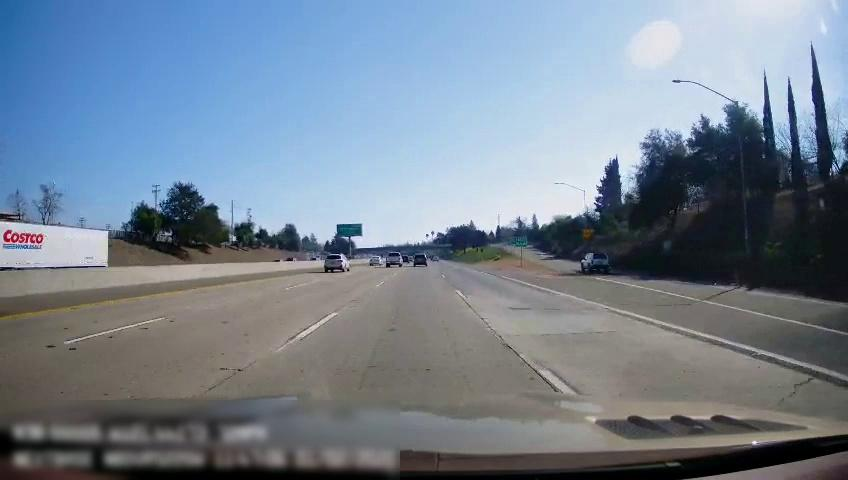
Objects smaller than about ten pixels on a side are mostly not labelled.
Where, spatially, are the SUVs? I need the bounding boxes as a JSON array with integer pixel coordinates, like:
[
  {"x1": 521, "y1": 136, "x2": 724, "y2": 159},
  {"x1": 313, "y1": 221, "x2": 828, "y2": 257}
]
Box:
[
  {"x1": 323, "y1": 253, "x2": 354, "y2": 274},
  {"x1": 580, "y1": 252, "x2": 611, "y2": 274},
  {"x1": 385, "y1": 251, "x2": 404, "y2": 268},
  {"x1": 413, "y1": 253, "x2": 429, "y2": 267}
]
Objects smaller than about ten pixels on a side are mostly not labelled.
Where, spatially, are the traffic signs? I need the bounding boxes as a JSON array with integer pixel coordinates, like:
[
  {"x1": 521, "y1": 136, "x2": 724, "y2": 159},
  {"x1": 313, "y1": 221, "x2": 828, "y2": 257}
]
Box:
[
  {"x1": 512, "y1": 240, "x2": 529, "y2": 248},
  {"x1": 335, "y1": 224, "x2": 363, "y2": 237}
]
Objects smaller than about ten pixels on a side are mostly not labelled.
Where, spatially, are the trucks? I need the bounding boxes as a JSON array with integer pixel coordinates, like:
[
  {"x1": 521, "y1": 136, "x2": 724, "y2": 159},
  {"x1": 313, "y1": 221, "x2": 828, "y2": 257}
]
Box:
[{"x1": 0, "y1": 221, "x2": 109, "y2": 269}]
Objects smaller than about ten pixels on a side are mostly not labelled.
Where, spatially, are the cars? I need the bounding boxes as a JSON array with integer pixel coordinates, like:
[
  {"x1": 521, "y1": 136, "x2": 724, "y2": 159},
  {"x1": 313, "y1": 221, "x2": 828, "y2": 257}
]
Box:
[{"x1": 368, "y1": 256, "x2": 384, "y2": 267}]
